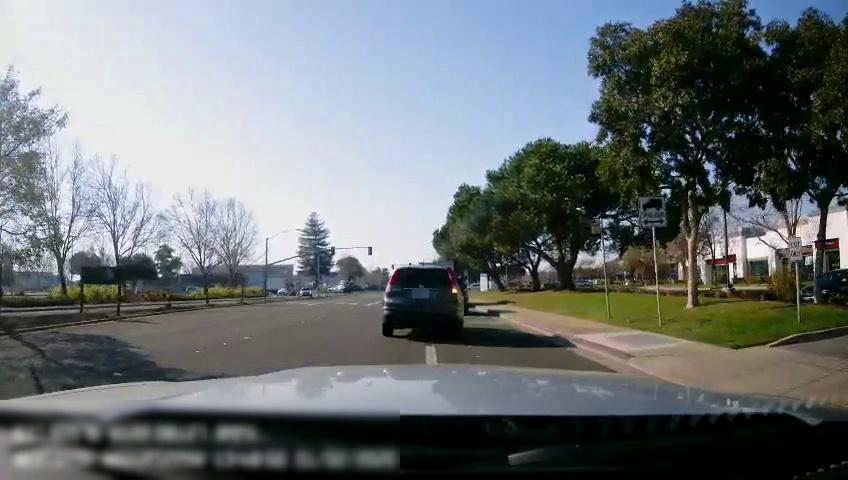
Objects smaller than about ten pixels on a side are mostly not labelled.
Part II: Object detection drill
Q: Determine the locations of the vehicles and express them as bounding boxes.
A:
[299,288,313,297]
[455,277,469,312]
[382,267,464,337]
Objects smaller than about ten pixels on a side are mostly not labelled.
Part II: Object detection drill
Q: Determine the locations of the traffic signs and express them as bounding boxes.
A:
[640,196,667,226]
